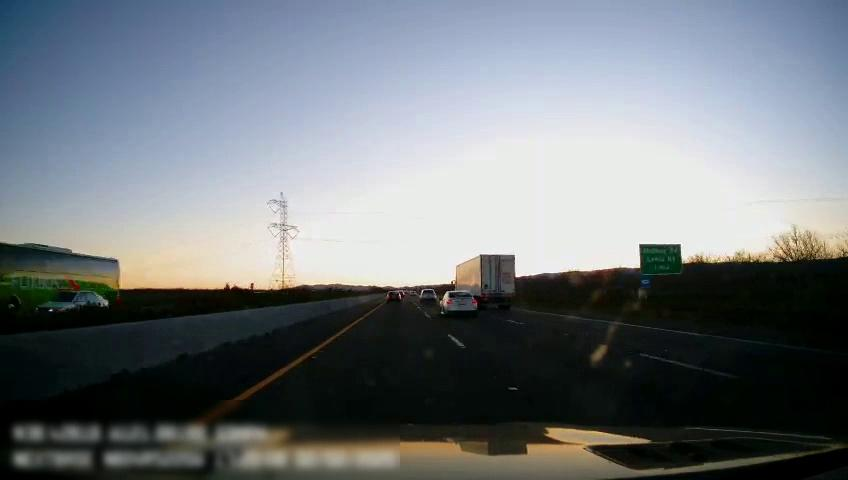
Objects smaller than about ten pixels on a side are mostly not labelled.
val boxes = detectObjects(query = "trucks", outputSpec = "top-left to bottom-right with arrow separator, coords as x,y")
451,253 -> 517,311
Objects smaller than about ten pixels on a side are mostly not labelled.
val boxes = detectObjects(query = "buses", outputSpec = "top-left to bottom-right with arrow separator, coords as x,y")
0,242 -> 122,322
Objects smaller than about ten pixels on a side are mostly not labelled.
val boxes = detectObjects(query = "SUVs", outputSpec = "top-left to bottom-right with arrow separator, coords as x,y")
419,289 -> 438,304
386,290 -> 402,304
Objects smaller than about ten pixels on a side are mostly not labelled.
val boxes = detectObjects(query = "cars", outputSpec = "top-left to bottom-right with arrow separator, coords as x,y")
438,291 -> 478,316
35,289 -> 109,320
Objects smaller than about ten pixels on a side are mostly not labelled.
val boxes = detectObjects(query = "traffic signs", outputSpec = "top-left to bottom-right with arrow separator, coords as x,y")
638,243 -> 682,276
